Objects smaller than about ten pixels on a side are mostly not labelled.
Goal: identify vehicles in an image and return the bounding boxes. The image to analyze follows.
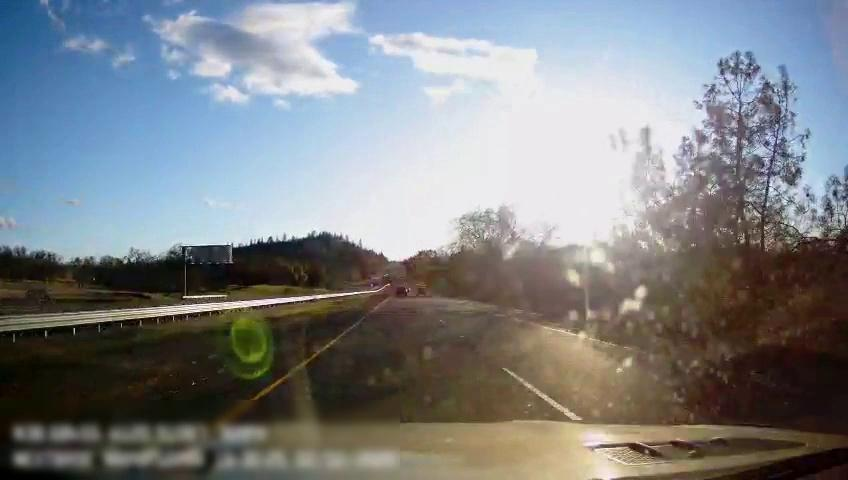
[416,285,427,295]
[395,285,408,297]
